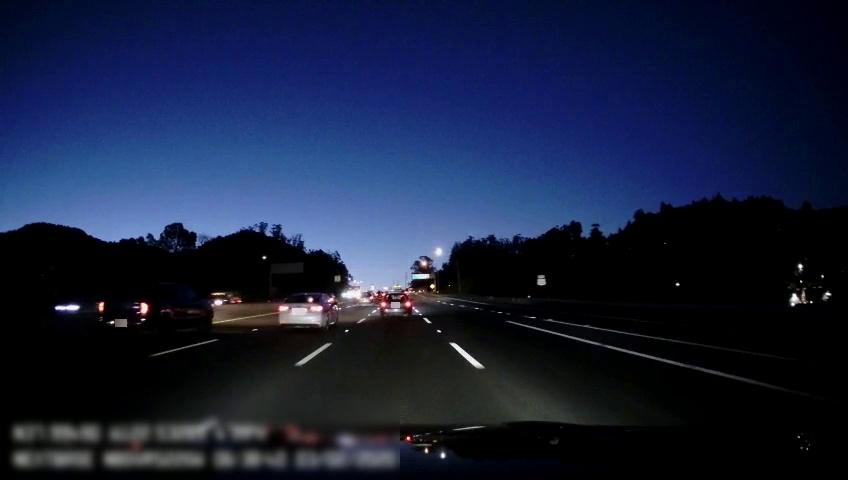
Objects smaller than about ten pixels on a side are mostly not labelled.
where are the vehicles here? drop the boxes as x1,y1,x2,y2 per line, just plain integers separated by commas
278,293,339,334
357,291,376,309
205,292,242,306
96,283,215,345
54,297,97,315
325,293,336,302
378,292,414,320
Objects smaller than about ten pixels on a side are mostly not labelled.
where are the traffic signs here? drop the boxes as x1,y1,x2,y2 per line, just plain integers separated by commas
412,274,429,280
536,275,547,286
